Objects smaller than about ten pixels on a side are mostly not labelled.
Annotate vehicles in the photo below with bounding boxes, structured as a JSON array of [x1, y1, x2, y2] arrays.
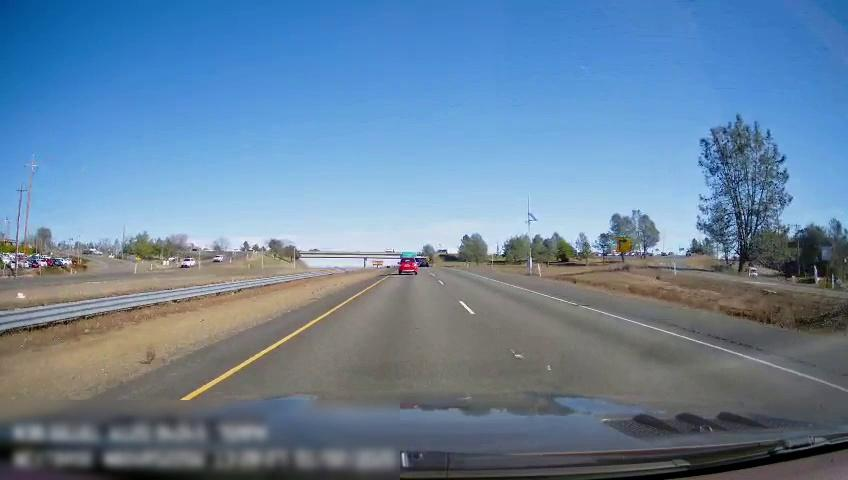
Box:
[[212, 255, 224, 263], [396, 257, 420, 275], [178, 257, 195, 268]]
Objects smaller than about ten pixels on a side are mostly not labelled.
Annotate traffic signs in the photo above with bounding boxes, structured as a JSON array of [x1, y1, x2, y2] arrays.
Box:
[[400, 251, 416, 258], [614, 236, 634, 252]]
